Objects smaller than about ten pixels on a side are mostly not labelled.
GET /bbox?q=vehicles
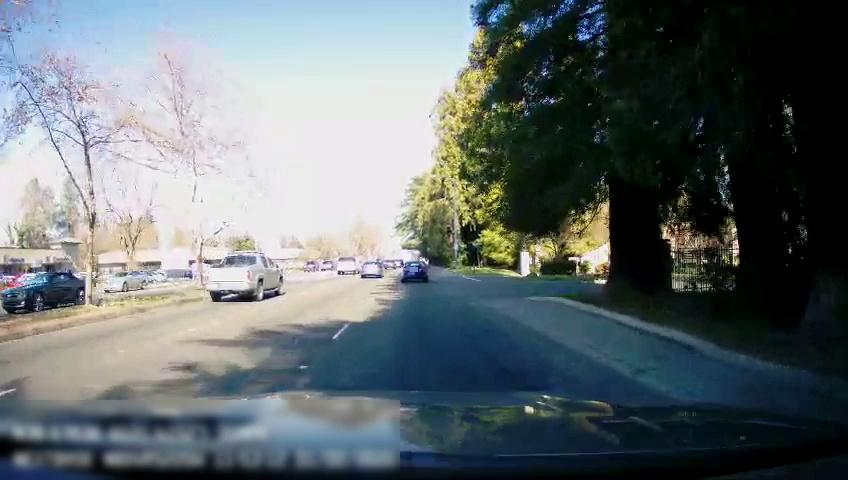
[335,256,362,275]
[359,260,385,280]
[401,259,431,282]
[383,259,395,269]
[1,271,89,314]
[206,252,284,303]
[102,271,148,294]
